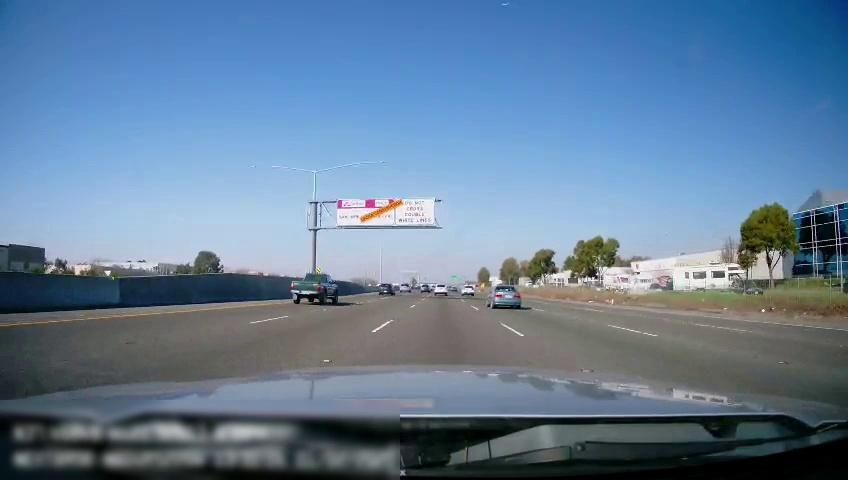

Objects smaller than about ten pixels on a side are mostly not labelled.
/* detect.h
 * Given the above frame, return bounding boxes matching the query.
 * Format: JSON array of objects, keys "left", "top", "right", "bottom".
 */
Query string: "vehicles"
[
  {"left": 290, "top": 272, "right": 339, "bottom": 304},
  {"left": 518, "top": 276, "right": 534, "bottom": 288},
  {"left": 420, "top": 284, "right": 431, "bottom": 294},
  {"left": 434, "top": 284, "right": 448, "bottom": 296},
  {"left": 486, "top": 285, "right": 522, "bottom": 310},
  {"left": 461, "top": 285, "right": 475, "bottom": 297},
  {"left": 672, "top": 262, "right": 746, "bottom": 293},
  {"left": 730, "top": 281, "right": 764, "bottom": 296},
  {"left": 378, "top": 283, "right": 396, "bottom": 296},
  {"left": 491, "top": 279, "right": 503, "bottom": 287},
  {"left": 399, "top": 282, "right": 412, "bottom": 293}
]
